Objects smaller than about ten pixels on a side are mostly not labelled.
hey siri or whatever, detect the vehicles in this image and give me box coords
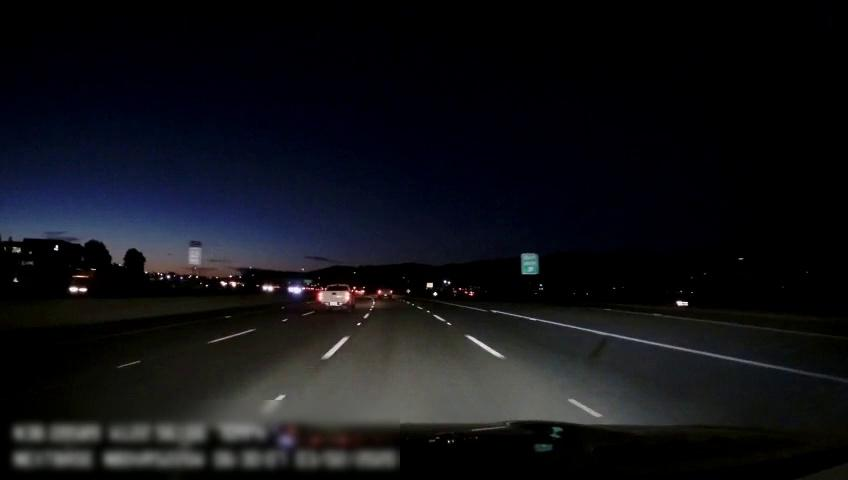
[377,287,393,299]
[317,282,357,315]
[66,281,93,295]
[353,287,368,299]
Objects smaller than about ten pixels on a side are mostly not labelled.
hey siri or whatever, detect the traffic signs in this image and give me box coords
[520,252,540,276]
